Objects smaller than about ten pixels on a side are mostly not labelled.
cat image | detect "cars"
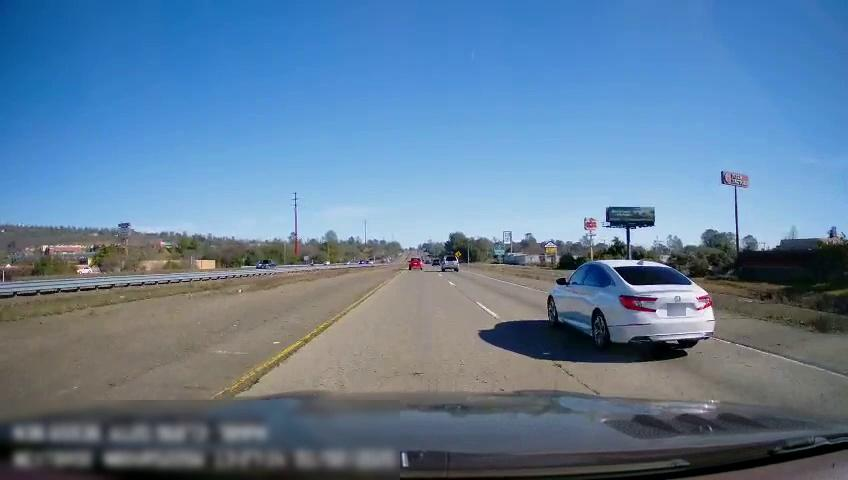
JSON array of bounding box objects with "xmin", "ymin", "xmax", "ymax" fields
[{"xmin": 545, "ymin": 259, "xmax": 716, "ymax": 353}]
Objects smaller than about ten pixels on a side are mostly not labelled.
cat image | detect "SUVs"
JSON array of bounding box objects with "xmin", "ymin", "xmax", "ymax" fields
[
  {"xmin": 439, "ymin": 254, "xmax": 460, "ymax": 273},
  {"xmin": 255, "ymin": 259, "xmax": 273, "ymax": 270},
  {"xmin": 407, "ymin": 256, "xmax": 424, "ymax": 271}
]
